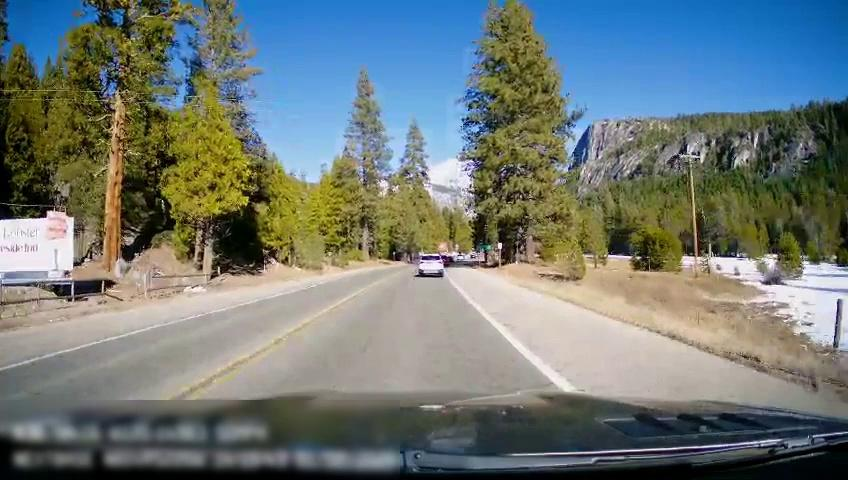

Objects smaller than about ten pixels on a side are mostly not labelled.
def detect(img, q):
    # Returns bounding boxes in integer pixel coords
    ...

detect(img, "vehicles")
[439,254,449,267]
[416,253,444,278]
